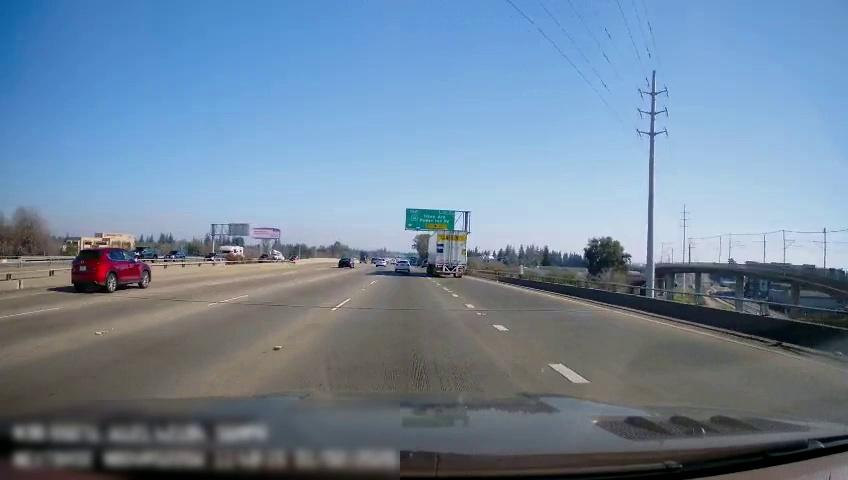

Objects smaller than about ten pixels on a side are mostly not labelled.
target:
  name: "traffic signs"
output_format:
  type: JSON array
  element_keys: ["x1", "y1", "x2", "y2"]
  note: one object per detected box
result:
[{"x1": 406, "y1": 208, "x2": 457, "y2": 233}]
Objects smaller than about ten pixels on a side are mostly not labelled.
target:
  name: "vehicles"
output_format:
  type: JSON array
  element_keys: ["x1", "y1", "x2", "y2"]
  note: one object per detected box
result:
[
  {"x1": 257, "y1": 253, "x2": 274, "y2": 264},
  {"x1": 69, "y1": 247, "x2": 153, "y2": 295},
  {"x1": 130, "y1": 246, "x2": 160, "y2": 264},
  {"x1": 271, "y1": 249, "x2": 285, "y2": 263},
  {"x1": 337, "y1": 256, "x2": 356, "y2": 269},
  {"x1": 426, "y1": 230, "x2": 468, "y2": 279},
  {"x1": 217, "y1": 245, "x2": 243, "y2": 257},
  {"x1": 204, "y1": 252, "x2": 224, "y2": 262},
  {"x1": 374, "y1": 256, "x2": 388, "y2": 267},
  {"x1": 163, "y1": 249, "x2": 187, "y2": 263},
  {"x1": 394, "y1": 259, "x2": 412, "y2": 273}
]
